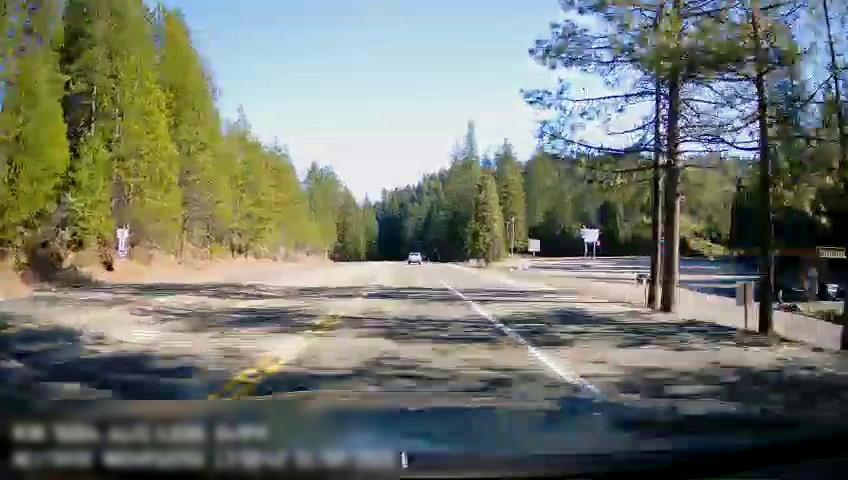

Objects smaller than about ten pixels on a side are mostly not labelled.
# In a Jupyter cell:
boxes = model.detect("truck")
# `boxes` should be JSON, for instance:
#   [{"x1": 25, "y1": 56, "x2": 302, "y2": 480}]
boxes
[{"x1": 407, "y1": 251, "x2": 422, "y2": 265}]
